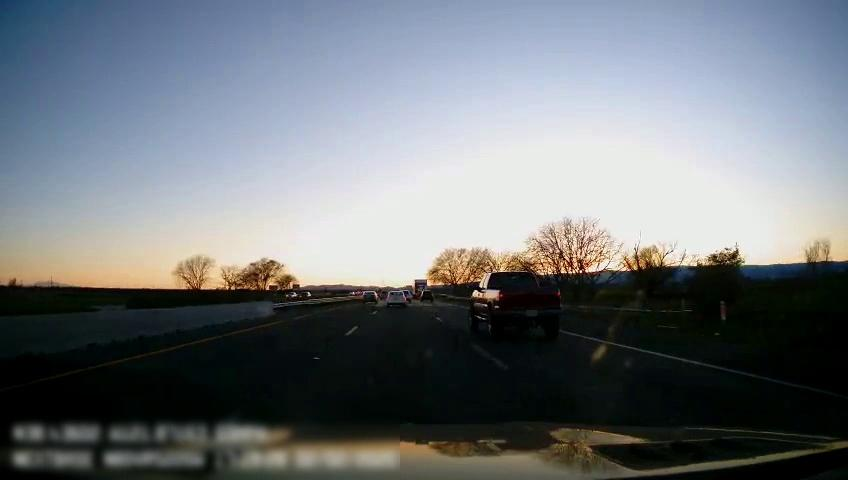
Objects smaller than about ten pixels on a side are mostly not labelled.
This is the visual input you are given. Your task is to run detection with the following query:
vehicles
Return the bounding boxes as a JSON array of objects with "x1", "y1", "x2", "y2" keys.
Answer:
[
  {"x1": 361, "y1": 289, "x2": 379, "y2": 305},
  {"x1": 386, "y1": 290, "x2": 407, "y2": 308},
  {"x1": 419, "y1": 289, "x2": 434, "y2": 303},
  {"x1": 297, "y1": 291, "x2": 312, "y2": 298},
  {"x1": 399, "y1": 289, "x2": 413, "y2": 304},
  {"x1": 412, "y1": 279, "x2": 428, "y2": 300},
  {"x1": 467, "y1": 271, "x2": 565, "y2": 339},
  {"x1": 284, "y1": 291, "x2": 300, "y2": 298}
]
